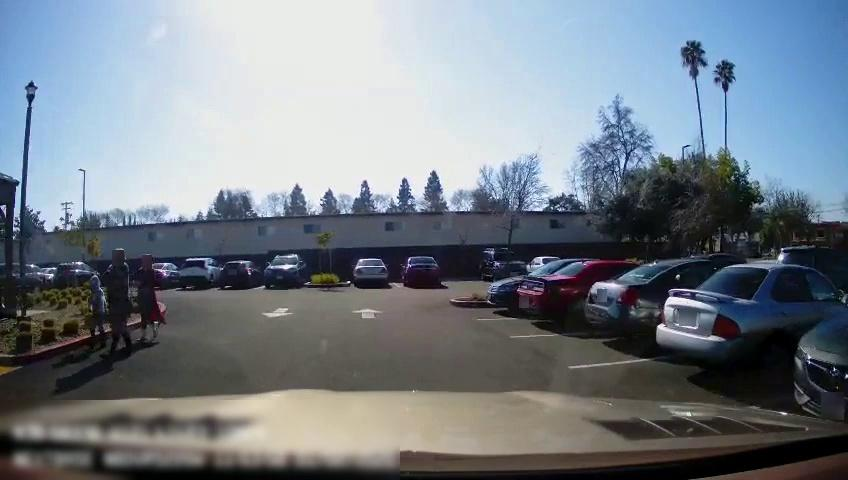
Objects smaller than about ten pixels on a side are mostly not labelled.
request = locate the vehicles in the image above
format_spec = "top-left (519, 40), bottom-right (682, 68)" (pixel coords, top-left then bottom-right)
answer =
top-left (584, 258), bottom-right (729, 339)
top-left (788, 300), bottom-right (848, 421)
top-left (25, 267), bottom-right (57, 285)
top-left (136, 262), bottom-right (179, 285)
top-left (679, 252), bottom-right (759, 265)
top-left (488, 258), bottom-right (601, 309)
top-left (515, 260), bottom-right (644, 315)
top-left (655, 262), bottom-right (848, 374)
top-left (54, 262), bottom-right (101, 287)
top-left (526, 256), bottom-right (560, 275)
top-left (261, 254), bottom-right (311, 288)
top-left (478, 247), bottom-right (527, 282)
top-left (401, 256), bottom-right (441, 286)
top-left (351, 258), bottom-right (390, 287)
top-left (776, 246), bottom-right (848, 292)
top-left (221, 260), bottom-right (262, 285)
top-left (174, 258), bottom-right (222, 289)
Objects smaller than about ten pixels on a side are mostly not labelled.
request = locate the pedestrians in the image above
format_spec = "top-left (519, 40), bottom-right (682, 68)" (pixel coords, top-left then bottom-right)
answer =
top-left (106, 248), bottom-right (135, 360)
top-left (136, 253), bottom-right (164, 342)
top-left (87, 274), bottom-right (107, 346)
